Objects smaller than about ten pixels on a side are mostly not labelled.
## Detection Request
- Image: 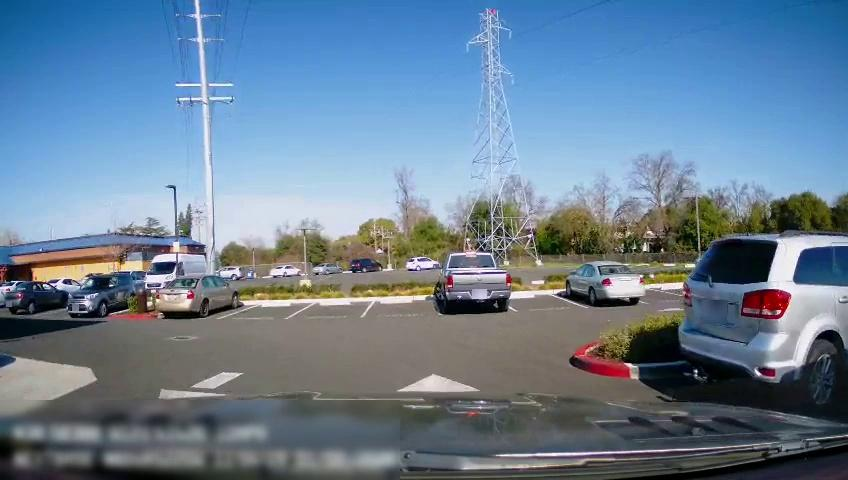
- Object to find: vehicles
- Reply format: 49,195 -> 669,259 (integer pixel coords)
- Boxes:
130,270 -> 147,296
564,260 -> 648,305
159,275 -> 241,319
5,281 -> 68,315
144,253 -> 209,291
350,258 -> 384,274
676,233 -> 848,415
215,265 -> 243,281
0,281 -> 24,308
312,262 -> 343,275
406,257 -> 441,272
66,272 -> 138,318
45,278 -> 81,294
270,265 -> 300,278
433,252 -> 513,313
